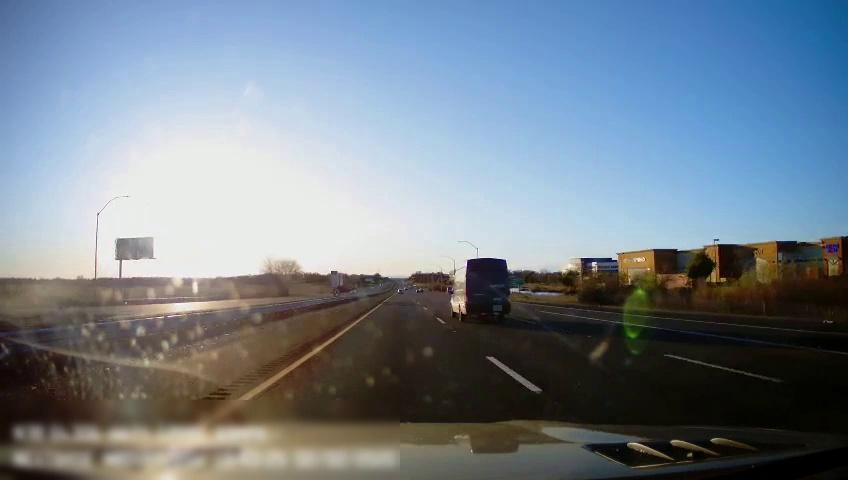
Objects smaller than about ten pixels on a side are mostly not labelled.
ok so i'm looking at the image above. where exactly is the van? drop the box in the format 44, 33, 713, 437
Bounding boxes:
446, 258, 512, 323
